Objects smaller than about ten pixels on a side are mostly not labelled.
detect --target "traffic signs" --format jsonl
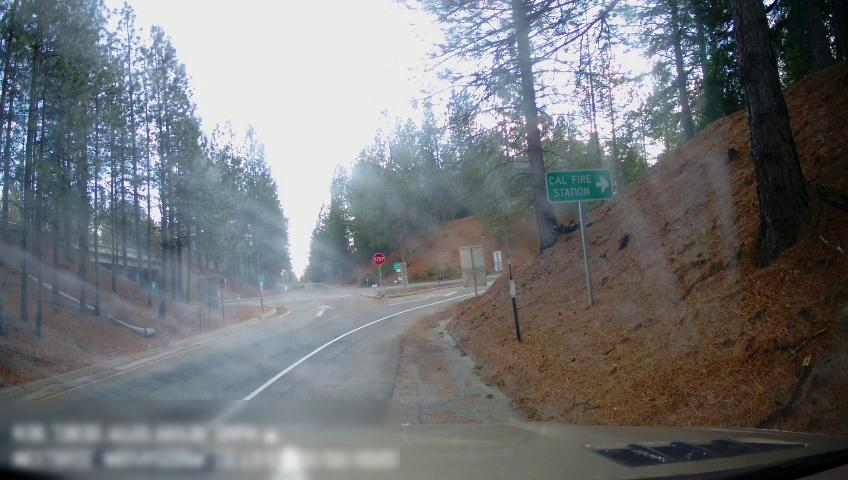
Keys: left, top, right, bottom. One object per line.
{"left": 372, "top": 252, "right": 386, "bottom": 266}
{"left": 392, "top": 262, "right": 407, "bottom": 273}
{"left": 543, "top": 169, "right": 615, "bottom": 204}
